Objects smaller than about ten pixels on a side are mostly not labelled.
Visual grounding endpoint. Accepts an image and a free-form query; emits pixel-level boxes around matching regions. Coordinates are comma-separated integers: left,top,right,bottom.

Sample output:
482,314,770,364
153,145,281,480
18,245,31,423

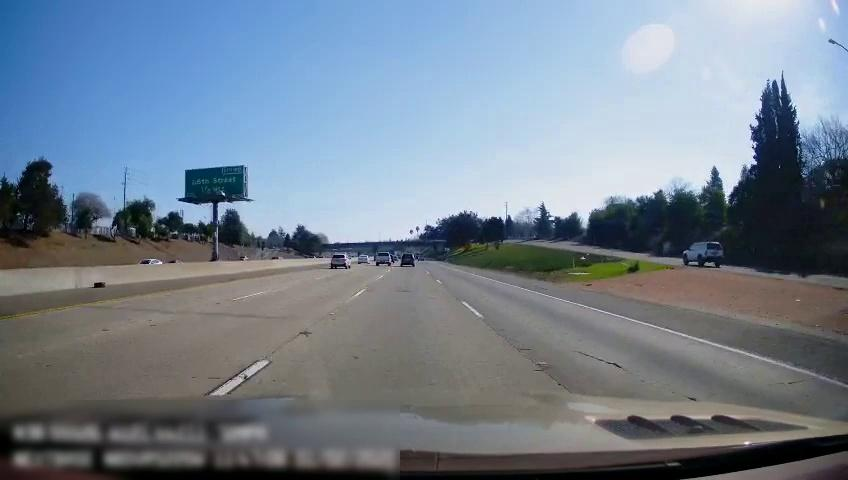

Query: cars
358,254,371,264
137,258,163,265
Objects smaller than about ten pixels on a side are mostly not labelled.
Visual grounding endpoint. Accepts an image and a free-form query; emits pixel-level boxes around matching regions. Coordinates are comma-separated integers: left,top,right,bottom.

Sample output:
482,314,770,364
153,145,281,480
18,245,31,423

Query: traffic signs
184,164,248,203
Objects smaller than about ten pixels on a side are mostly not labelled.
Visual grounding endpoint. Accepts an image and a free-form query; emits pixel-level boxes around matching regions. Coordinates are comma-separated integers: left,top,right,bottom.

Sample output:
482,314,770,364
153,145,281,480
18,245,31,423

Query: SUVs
374,251,393,267
329,253,353,270
400,253,416,267
682,241,723,268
